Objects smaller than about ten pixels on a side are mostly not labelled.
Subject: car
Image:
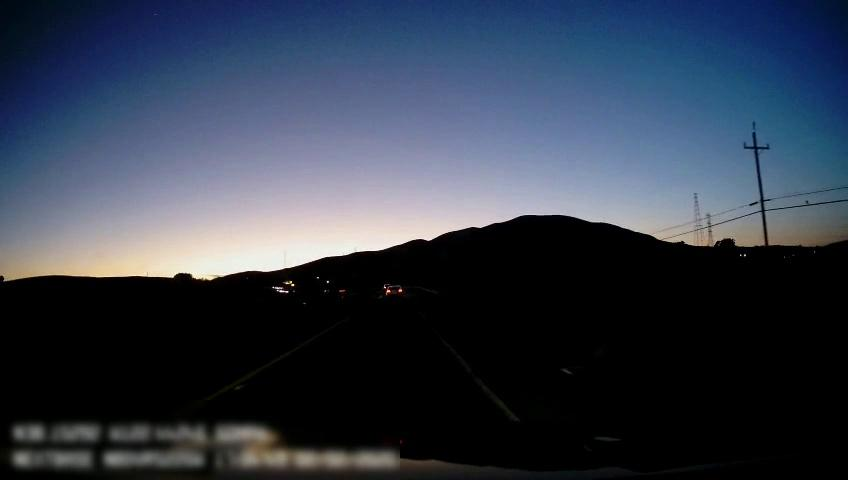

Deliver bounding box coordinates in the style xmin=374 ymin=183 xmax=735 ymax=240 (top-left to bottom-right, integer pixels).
xmin=385 ymin=285 xmax=404 ymax=299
